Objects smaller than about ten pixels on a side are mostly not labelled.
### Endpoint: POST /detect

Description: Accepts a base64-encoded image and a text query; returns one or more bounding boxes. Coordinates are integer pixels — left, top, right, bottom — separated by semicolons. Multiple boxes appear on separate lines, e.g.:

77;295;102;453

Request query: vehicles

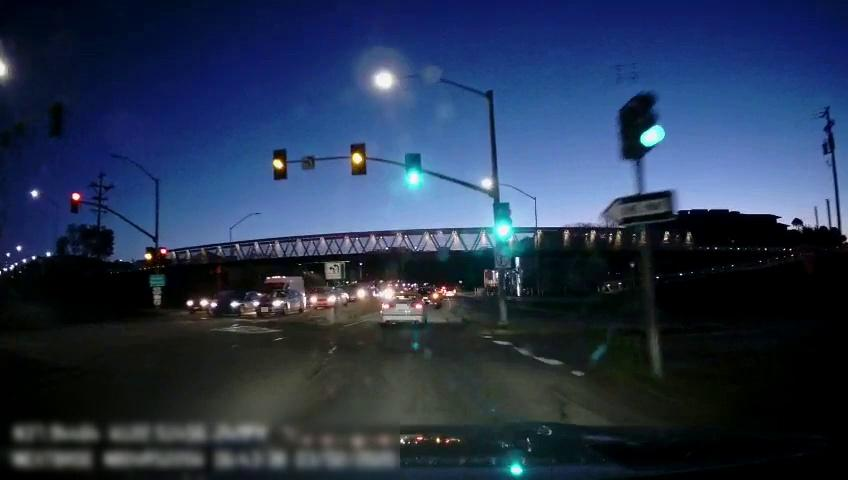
381;292;429;328
439;283;458;301
186;291;221;315
418;287;442;310
310;287;349;311
259;275;305;297
255;289;305;318
211;289;266;318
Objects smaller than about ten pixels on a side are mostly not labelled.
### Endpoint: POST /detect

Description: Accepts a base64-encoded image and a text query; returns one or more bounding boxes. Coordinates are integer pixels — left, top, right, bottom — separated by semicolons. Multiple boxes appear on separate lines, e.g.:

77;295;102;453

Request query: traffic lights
494;201;512;239
619;89;664;158
406;152;422;187
349;143;367;177
70;192;78;211
274;147;288;181
47;104;61;136
145;248;153;263
160;247;167;262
